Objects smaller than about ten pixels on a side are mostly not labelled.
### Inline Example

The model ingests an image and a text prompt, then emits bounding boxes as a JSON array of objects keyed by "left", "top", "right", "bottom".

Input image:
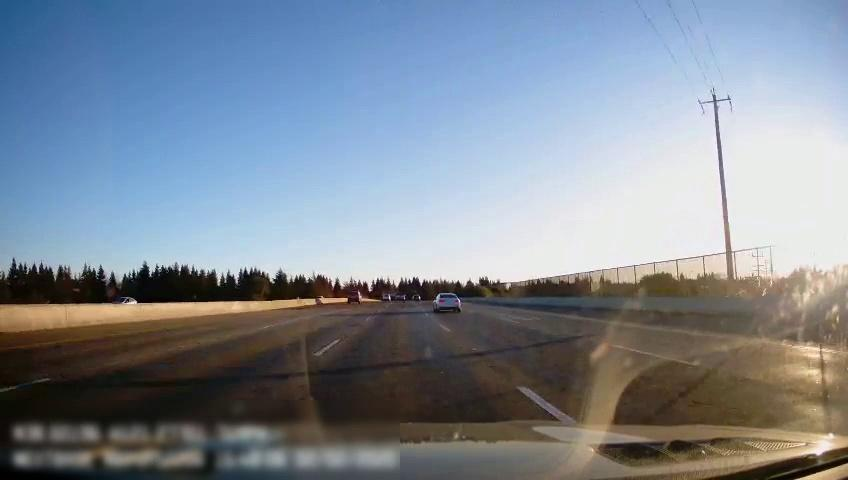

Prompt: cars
[
  {"left": 432, "top": 292, "right": 461, "bottom": 313},
  {"left": 111, "top": 296, "right": 137, "bottom": 305}
]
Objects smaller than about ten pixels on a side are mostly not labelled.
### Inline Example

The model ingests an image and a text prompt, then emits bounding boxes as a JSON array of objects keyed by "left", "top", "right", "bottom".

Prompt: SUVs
[{"left": 347, "top": 291, "right": 362, "bottom": 304}]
